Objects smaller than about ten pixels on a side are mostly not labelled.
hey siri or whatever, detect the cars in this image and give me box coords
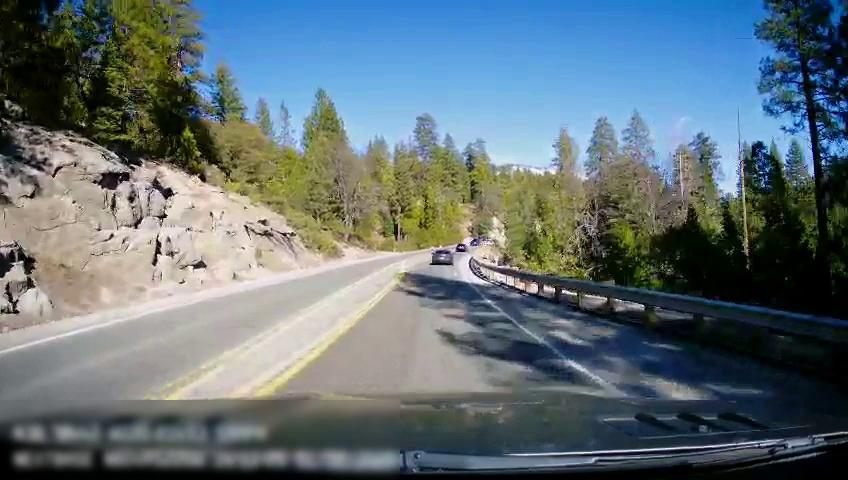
[455,242,467,253]
[432,247,452,265]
